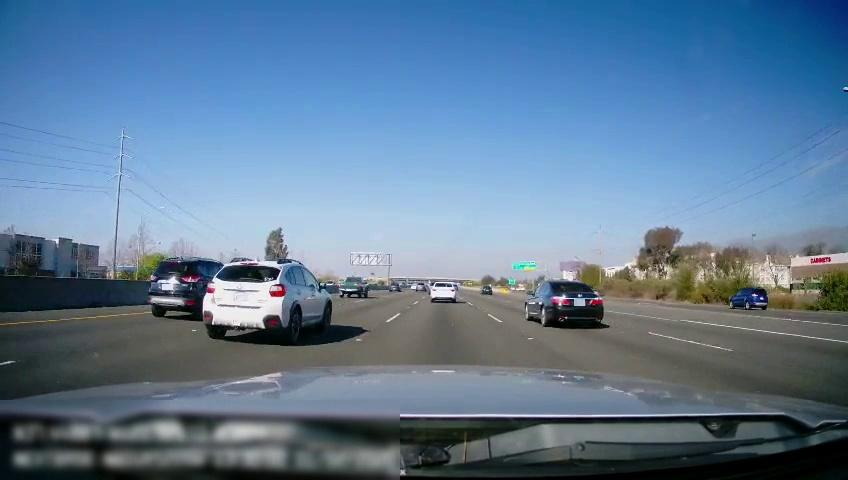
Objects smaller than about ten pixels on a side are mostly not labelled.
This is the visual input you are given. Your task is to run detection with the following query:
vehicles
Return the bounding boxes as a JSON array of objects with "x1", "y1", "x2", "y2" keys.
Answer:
[
  {"x1": 480, "y1": 286, "x2": 493, "y2": 296},
  {"x1": 728, "y1": 286, "x2": 769, "y2": 311},
  {"x1": 415, "y1": 282, "x2": 426, "y2": 292},
  {"x1": 430, "y1": 281, "x2": 457, "y2": 303},
  {"x1": 202, "y1": 257, "x2": 334, "y2": 347},
  {"x1": 338, "y1": 276, "x2": 370, "y2": 298},
  {"x1": 388, "y1": 282, "x2": 401, "y2": 292},
  {"x1": 325, "y1": 281, "x2": 337, "y2": 286},
  {"x1": 524, "y1": 280, "x2": 605, "y2": 327},
  {"x1": 148, "y1": 255, "x2": 227, "y2": 323}
]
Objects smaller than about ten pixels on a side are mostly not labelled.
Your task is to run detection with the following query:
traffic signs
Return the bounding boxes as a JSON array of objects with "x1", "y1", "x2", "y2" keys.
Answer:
[{"x1": 512, "y1": 260, "x2": 538, "y2": 272}]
